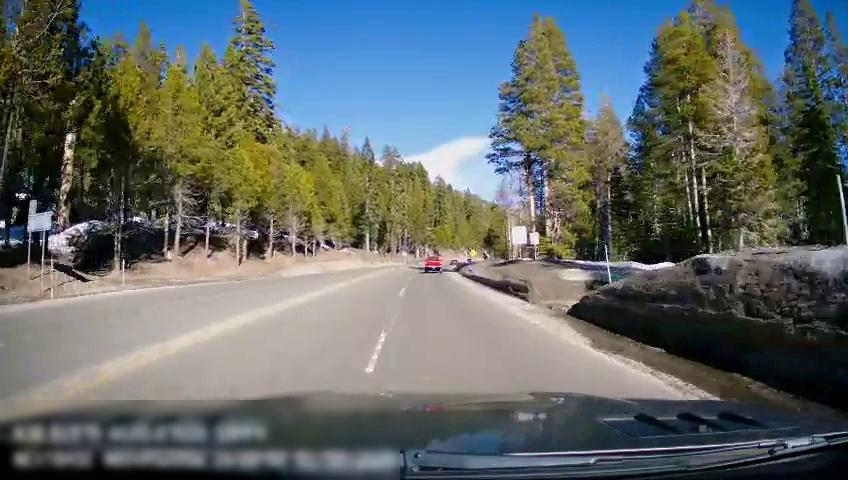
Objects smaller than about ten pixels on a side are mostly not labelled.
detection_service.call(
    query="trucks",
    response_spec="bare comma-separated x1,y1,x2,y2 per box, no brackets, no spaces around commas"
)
424,255,444,274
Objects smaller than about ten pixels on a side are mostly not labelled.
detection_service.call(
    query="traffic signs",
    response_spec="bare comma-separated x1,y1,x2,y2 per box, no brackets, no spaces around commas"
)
510,225,528,246
529,231,540,245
